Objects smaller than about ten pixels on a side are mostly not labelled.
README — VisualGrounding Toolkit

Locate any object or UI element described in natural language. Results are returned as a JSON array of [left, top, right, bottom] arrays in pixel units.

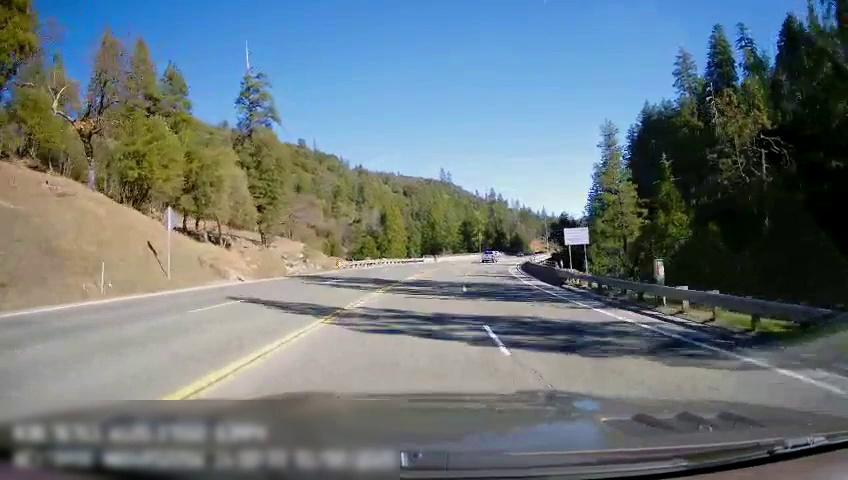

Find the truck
[[481, 250, 497, 263]]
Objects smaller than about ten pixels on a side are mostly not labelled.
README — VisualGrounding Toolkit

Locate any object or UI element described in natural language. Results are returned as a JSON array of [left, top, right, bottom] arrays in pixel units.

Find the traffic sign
[[564, 227, 589, 245]]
